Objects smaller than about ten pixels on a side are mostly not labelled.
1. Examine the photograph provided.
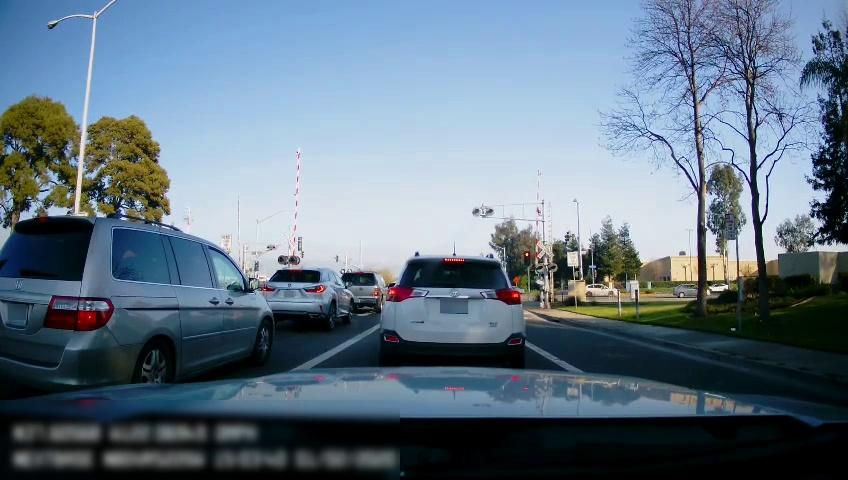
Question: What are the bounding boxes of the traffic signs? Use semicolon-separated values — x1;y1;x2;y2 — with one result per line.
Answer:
70;211;89;219
567;251;579;267
537;240;555;260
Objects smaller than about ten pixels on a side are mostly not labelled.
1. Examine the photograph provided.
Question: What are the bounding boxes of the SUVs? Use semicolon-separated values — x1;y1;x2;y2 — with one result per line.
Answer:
380;251;525;364
262;266;354;330
339;270;387;313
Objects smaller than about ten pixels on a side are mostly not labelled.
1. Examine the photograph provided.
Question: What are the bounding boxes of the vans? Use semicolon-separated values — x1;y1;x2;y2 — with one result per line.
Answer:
0;212;277;393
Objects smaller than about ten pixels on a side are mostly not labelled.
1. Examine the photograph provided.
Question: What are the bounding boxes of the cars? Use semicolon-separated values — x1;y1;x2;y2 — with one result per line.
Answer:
708;283;729;294
671;283;711;298
583;283;618;299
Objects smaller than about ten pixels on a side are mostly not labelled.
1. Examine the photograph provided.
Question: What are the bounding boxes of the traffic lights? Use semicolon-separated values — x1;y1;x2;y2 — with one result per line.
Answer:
297;236;303;252
564;231;570;245
523;250;531;265
289;255;301;265
277;255;290;265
